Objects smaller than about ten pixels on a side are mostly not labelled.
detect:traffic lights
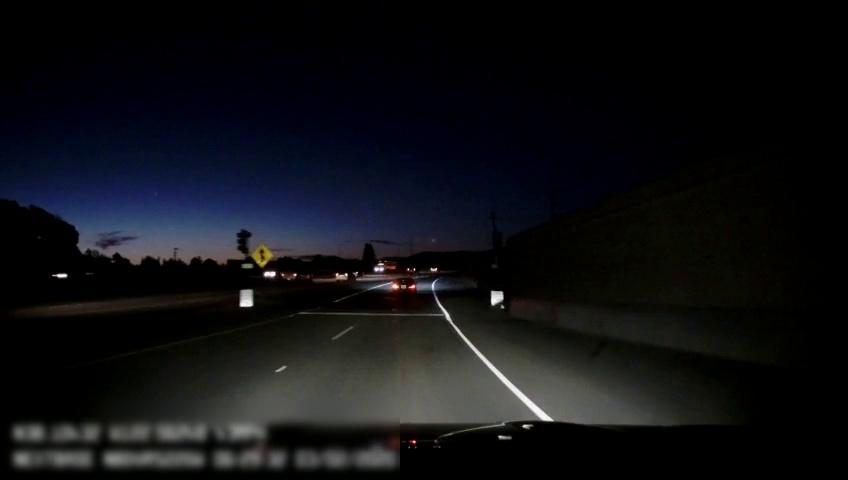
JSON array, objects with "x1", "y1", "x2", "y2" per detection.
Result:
[{"x1": 233, "y1": 228, "x2": 252, "y2": 254}]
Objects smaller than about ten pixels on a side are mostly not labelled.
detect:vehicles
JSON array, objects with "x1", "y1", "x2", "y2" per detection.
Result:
[
  {"x1": 334, "y1": 268, "x2": 357, "y2": 283},
  {"x1": 392, "y1": 276, "x2": 418, "y2": 298},
  {"x1": 373, "y1": 261, "x2": 398, "y2": 275},
  {"x1": 280, "y1": 265, "x2": 316, "y2": 286},
  {"x1": 262, "y1": 268, "x2": 278, "y2": 279}
]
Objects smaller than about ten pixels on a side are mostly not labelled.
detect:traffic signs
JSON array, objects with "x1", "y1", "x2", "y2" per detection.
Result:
[{"x1": 254, "y1": 245, "x2": 272, "y2": 269}]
